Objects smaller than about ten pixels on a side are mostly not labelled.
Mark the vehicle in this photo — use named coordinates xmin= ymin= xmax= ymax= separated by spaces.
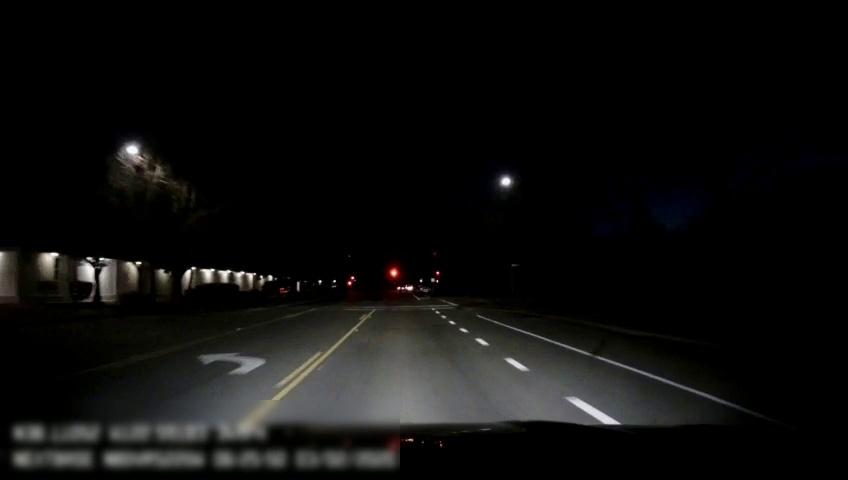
xmin=419 ymin=285 xmax=432 ymax=294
